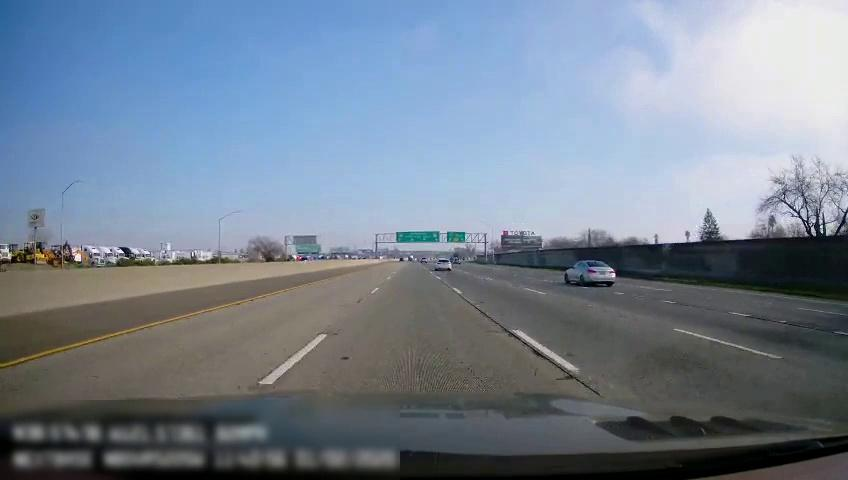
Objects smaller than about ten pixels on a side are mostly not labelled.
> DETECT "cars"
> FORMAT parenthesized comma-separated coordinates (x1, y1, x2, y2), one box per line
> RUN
(564, 259, 616, 287)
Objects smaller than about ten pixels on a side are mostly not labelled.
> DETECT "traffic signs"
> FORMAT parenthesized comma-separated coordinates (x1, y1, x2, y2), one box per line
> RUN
(395, 231, 441, 243)
(292, 235, 317, 246)
(447, 231, 465, 243)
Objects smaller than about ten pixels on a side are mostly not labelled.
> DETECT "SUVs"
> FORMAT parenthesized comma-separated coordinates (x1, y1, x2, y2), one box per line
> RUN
(433, 258, 451, 271)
